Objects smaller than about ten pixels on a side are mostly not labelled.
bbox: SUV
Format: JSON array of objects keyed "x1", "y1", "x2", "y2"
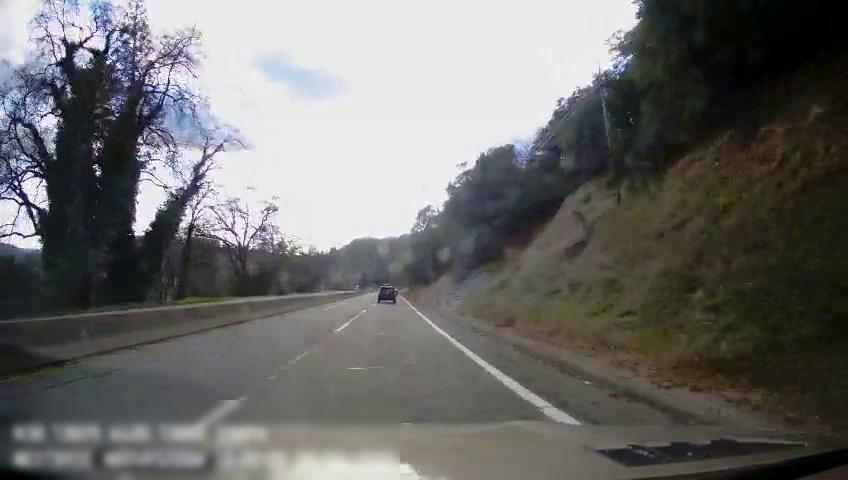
[{"x1": 377, "y1": 283, "x2": 397, "y2": 304}]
